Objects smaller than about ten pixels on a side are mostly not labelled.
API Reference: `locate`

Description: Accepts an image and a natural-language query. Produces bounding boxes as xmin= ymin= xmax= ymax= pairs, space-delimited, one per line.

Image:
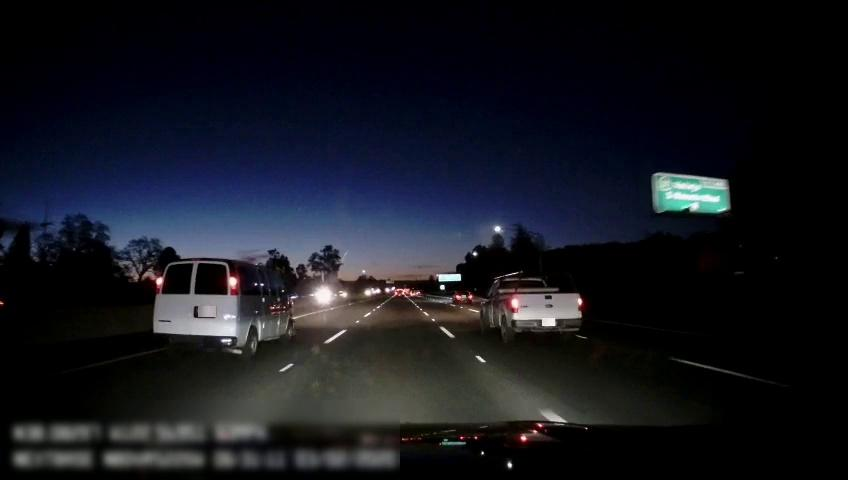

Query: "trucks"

xmin=476 ymin=270 xmax=585 ymax=343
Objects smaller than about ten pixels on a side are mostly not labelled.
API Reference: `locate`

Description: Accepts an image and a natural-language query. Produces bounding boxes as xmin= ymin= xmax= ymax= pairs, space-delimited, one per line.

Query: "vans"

xmin=152 ymin=257 xmax=299 ymax=362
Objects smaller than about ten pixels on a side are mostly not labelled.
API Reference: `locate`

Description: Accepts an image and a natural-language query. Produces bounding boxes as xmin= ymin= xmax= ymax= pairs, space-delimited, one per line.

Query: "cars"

xmin=452 ymin=289 xmax=474 ymax=305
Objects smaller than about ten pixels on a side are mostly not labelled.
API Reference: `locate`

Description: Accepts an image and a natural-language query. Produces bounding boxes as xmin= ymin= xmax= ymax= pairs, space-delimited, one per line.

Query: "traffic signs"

xmin=438 ymin=273 xmax=461 ymax=282
xmin=651 ymin=171 xmax=732 ymax=217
